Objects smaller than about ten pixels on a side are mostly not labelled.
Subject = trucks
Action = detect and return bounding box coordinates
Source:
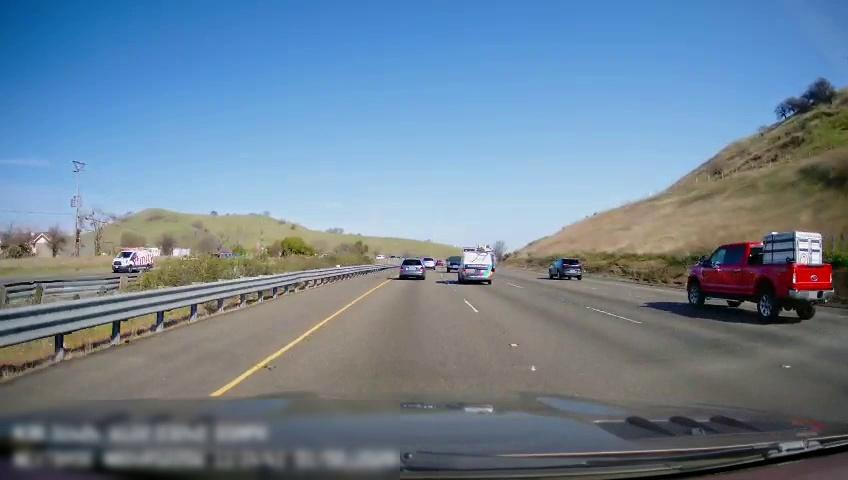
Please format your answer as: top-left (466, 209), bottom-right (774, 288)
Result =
top-left (685, 230), bottom-right (835, 322)
top-left (446, 255), bottom-right (464, 273)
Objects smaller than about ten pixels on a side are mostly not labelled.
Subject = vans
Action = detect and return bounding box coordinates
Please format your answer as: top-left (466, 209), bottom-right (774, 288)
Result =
top-left (111, 246), bottom-right (161, 274)
top-left (457, 246), bottom-right (493, 285)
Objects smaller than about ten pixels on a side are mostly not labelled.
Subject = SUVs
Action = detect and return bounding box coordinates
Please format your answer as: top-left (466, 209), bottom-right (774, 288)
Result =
top-left (419, 256), bottom-right (436, 271)
top-left (548, 258), bottom-right (584, 281)
top-left (399, 258), bottom-right (426, 280)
